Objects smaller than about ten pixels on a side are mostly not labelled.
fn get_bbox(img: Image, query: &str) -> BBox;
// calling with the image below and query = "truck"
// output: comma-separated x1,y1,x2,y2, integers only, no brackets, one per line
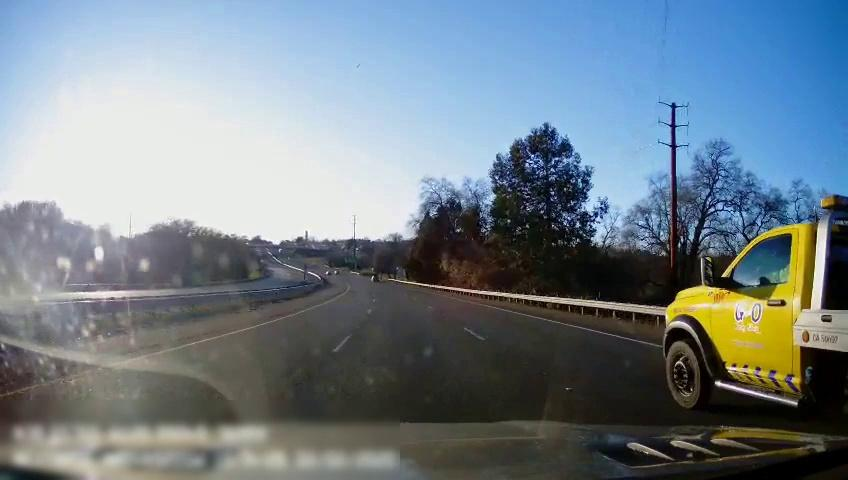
662,194,848,419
